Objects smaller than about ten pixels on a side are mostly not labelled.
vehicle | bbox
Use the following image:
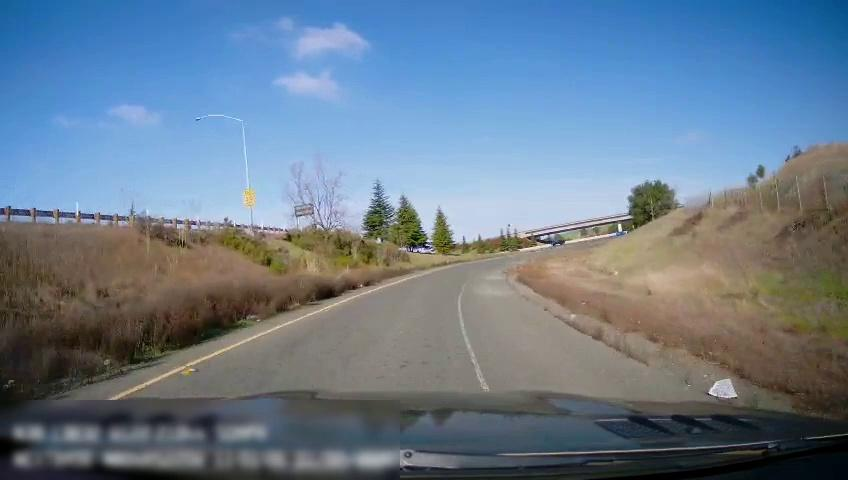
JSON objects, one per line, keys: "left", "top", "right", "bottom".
{"left": 551, "top": 238, "right": 566, "bottom": 247}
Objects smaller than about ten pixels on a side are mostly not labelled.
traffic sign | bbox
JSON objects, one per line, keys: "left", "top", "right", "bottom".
{"left": 242, "top": 188, "right": 257, "bottom": 208}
